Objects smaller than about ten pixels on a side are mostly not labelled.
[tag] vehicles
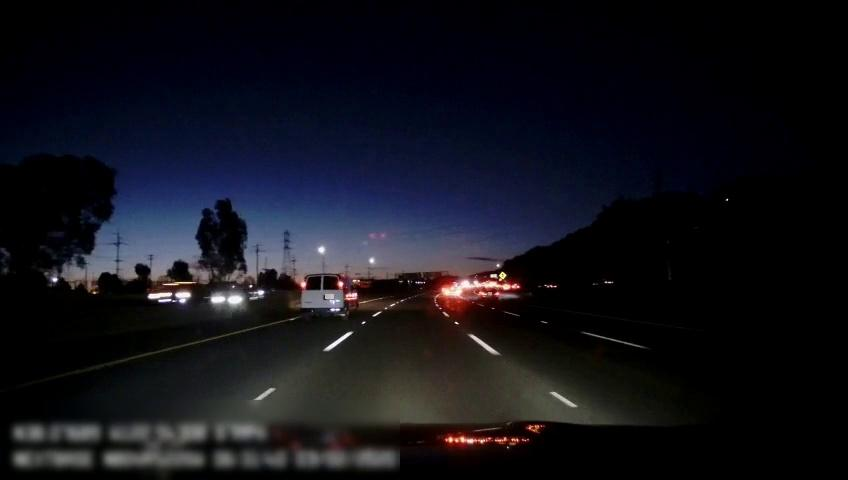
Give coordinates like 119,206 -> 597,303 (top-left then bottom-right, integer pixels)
352,279 -> 370,289
154,280 -> 203,307
446,289 -> 462,300
477,286 -> 500,303
299,273 -> 359,321
592,278 -> 615,287
208,288 -> 246,306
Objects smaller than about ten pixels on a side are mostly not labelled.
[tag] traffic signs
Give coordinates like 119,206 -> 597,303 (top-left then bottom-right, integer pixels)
498,270 -> 508,281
